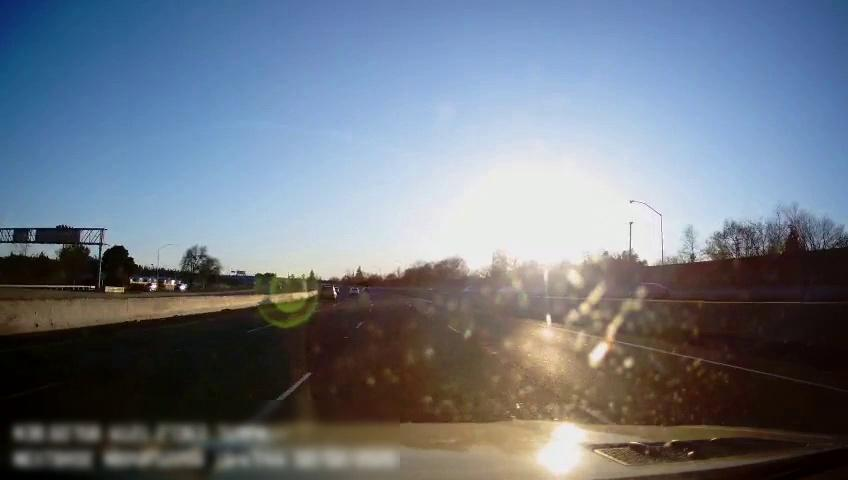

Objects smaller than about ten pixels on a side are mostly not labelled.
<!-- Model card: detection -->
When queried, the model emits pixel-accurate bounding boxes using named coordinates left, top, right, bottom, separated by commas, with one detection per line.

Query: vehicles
left=349, top=285, right=360, bottom=295
left=174, top=284, right=189, bottom=293
left=320, top=285, right=337, bottom=301
left=634, top=283, right=668, bottom=298
left=143, top=284, right=158, bottom=293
